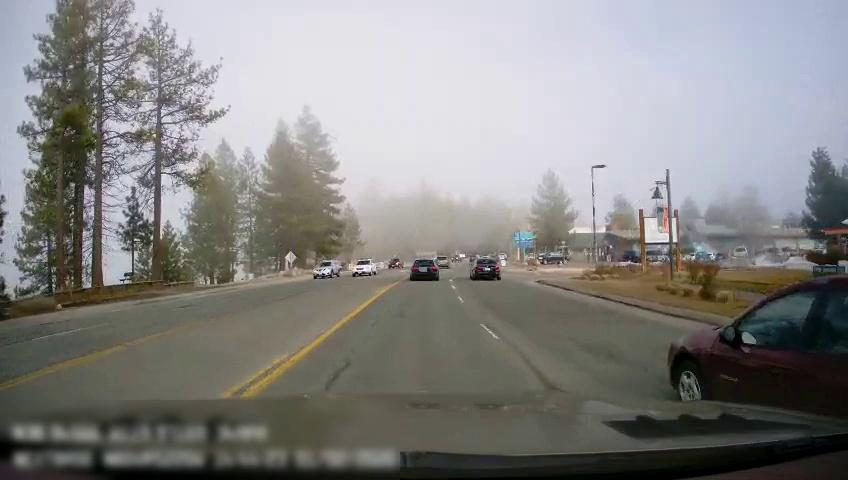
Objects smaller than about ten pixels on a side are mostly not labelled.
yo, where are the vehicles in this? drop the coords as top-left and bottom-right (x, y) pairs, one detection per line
(437, 256), (450, 268)
(351, 259), (377, 277)
(410, 259), (439, 282)
(666, 274), (848, 411)
(312, 260), (342, 280)
(623, 252), (640, 263)
(384, 256), (403, 271)
(470, 259), (501, 281)
(539, 253), (566, 265)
